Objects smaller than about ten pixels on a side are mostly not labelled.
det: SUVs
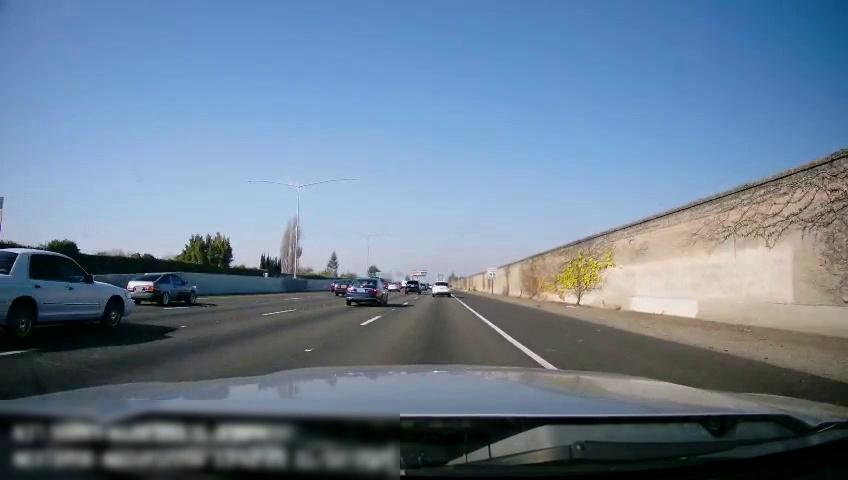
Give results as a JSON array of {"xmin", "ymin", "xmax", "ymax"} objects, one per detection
[
  {"xmin": 404, "ymin": 280, "xmax": 421, "ymax": 294},
  {"xmin": 432, "ymin": 281, "xmax": 452, "ymax": 297}
]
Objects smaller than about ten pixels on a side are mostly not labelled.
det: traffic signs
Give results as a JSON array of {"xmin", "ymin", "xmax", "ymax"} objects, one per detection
[
  {"xmin": 413, "ymin": 271, "xmax": 426, "ymax": 276},
  {"xmin": 0, "ymin": 196, "xmax": 4, "ymax": 232},
  {"xmin": 488, "ymin": 267, "xmax": 496, "ymax": 280}
]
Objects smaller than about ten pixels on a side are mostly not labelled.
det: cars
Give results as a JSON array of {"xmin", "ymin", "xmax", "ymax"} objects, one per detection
[
  {"xmin": 0, "ymin": 248, "xmax": 136, "ymax": 345},
  {"xmin": 334, "ymin": 280, "xmax": 355, "ymax": 296},
  {"xmin": 330, "ymin": 281, "xmax": 340, "ymax": 292},
  {"xmin": 346, "ymin": 278, "xmax": 389, "ymax": 307},
  {"xmin": 385, "ymin": 282, "xmax": 400, "ymax": 292},
  {"xmin": 126, "ymin": 273, "xmax": 201, "ymax": 307}
]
